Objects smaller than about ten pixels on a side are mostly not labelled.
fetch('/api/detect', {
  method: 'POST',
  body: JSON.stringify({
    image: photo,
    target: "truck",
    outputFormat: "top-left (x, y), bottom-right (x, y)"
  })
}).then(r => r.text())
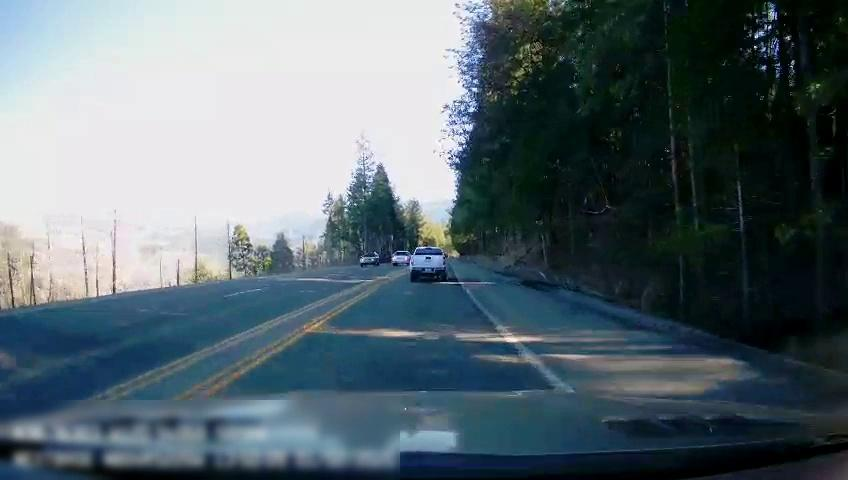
top-left (408, 246), bottom-right (450, 283)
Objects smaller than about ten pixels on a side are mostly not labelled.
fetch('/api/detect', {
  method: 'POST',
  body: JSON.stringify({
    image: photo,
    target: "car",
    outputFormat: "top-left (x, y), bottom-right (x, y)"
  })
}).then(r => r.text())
top-left (359, 251), bottom-right (381, 268)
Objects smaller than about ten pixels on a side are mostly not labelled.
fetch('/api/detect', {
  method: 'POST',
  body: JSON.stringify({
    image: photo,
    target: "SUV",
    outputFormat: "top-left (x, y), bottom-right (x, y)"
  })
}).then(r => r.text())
top-left (391, 250), bottom-right (412, 267)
